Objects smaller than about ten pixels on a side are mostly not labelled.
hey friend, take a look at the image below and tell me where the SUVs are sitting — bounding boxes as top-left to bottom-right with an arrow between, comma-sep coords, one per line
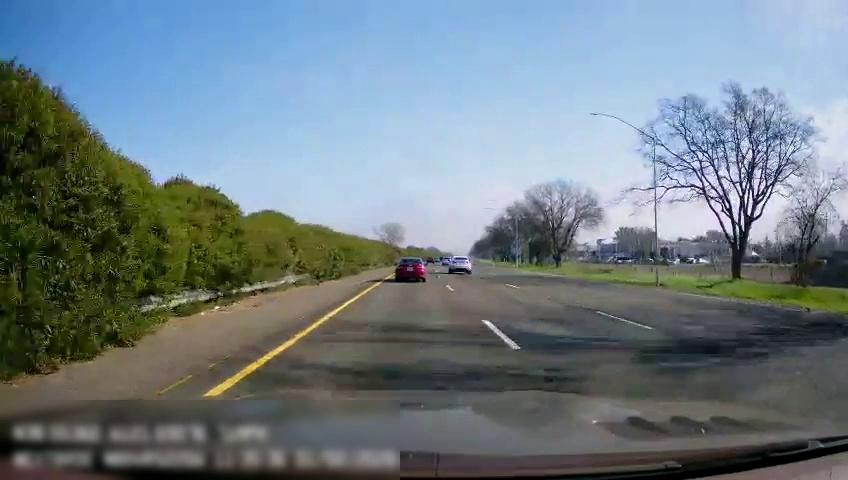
440,257 -> 451,266
447,254 -> 473,275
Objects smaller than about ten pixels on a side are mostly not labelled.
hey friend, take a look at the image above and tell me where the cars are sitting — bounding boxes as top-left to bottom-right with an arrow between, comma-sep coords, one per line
393,257 -> 426,283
